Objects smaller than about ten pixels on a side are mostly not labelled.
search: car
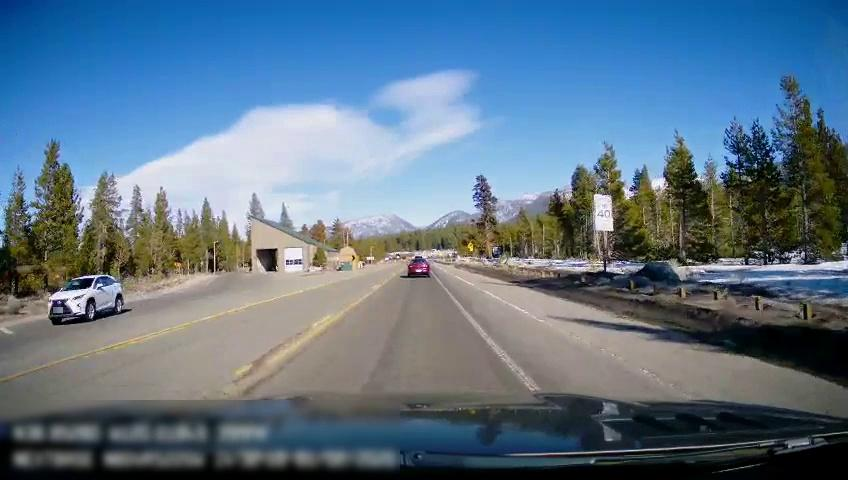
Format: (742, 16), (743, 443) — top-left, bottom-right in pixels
(408, 259), (431, 278)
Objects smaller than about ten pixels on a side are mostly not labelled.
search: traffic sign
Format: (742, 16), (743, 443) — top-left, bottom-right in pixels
(593, 194), (614, 232)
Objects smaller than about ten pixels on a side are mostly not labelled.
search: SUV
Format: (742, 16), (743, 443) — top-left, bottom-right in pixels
(47, 274), (125, 325)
